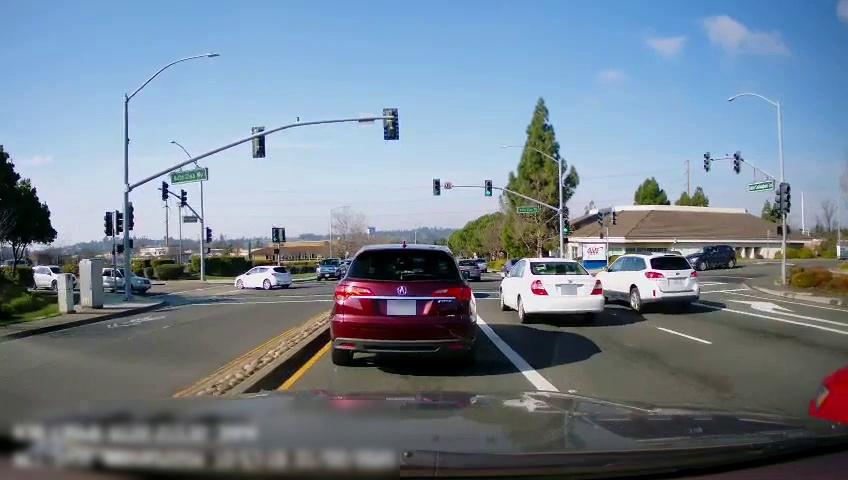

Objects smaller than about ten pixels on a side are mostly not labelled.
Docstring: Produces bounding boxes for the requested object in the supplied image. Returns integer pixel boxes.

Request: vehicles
[233,265,293,290]
[502,256,520,276]
[457,257,482,280]
[596,252,702,312]
[328,243,481,366]
[687,243,737,272]
[498,258,605,324]
[102,265,153,294]
[315,258,345,281]
[476,257,488,274]
[32,265,79,293]
[803,362,848,425]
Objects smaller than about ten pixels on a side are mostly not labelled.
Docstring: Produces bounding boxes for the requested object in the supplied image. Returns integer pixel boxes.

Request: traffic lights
[484,180,493,199]
[129,204,136,230]
[115,212,123,234]
[564,221,570,238]
[206,225,214,243]
[781,183,792,212]
[103,211,113,235]
[703,152,713,173]
[381,105,399,140]
[250,127,265,158]
[279,227,286,242]
[432,178,442,195]
[179,189,189,208]
[731,152,743,173]
[161,181,168,201]
[773,189,781,214]
[611,211,618,226]
[597,212,605,226]
[272,227,279,242]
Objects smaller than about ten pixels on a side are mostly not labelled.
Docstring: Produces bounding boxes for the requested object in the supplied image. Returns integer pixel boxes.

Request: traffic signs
[518,206,539,215]
[170,166,209,184]
[182,215,197,223]
[746,180,774,193]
